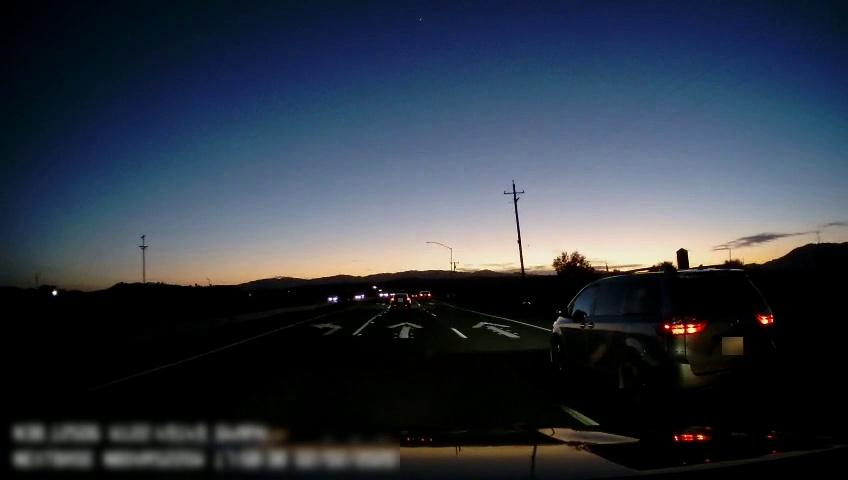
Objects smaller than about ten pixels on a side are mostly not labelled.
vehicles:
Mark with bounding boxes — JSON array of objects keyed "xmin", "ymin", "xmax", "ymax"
[
  {"xmin": 327, "ymin": 294, "xmax": 340, "ymax": 303},
  {"xmin": 552, "ymin": 268, "xmax": 784, "ymax": 412},
  {"xmin": 418, "ymin": 290, "xmax": 432, "ymax": 302},
  {"xmin": 389, "ymin": 292, "xmax": 412, "ymax": 311}
]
